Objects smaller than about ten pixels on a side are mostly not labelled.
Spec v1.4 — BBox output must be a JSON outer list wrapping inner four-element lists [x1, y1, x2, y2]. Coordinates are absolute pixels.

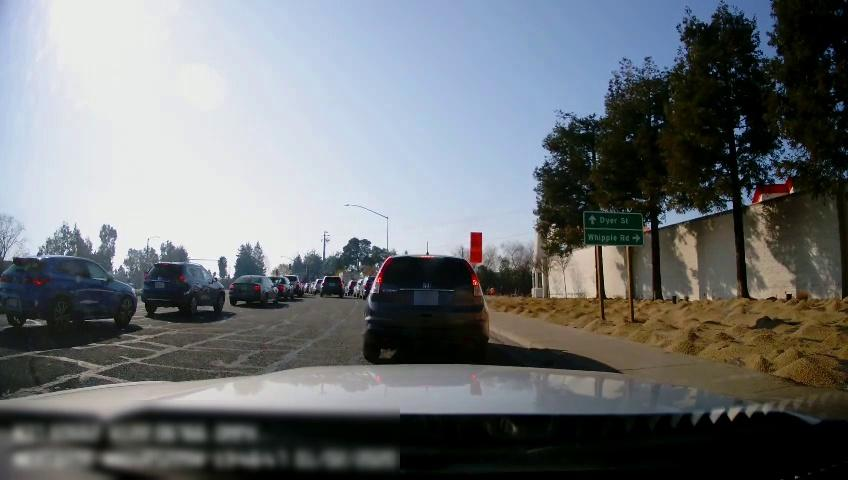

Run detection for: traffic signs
[[587, 211, 649, 246], [470, 231, 484, 264]]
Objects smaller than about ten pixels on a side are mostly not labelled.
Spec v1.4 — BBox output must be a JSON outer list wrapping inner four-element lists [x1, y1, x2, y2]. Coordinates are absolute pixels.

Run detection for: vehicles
[[339, 271, 358, 282], [0, 256, 139, 332], [364, 254, 491, 365], [285, 275, 304, 298], [351, 279, 364, 297], [345, 279, 357, 297], [140, 261, 226, 319], [312, 278, 322, 294], [229, 275, 281, 308], [318, 275, 345, 300], [267, 276, 296, 301], [359, 276, 376, 300]]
